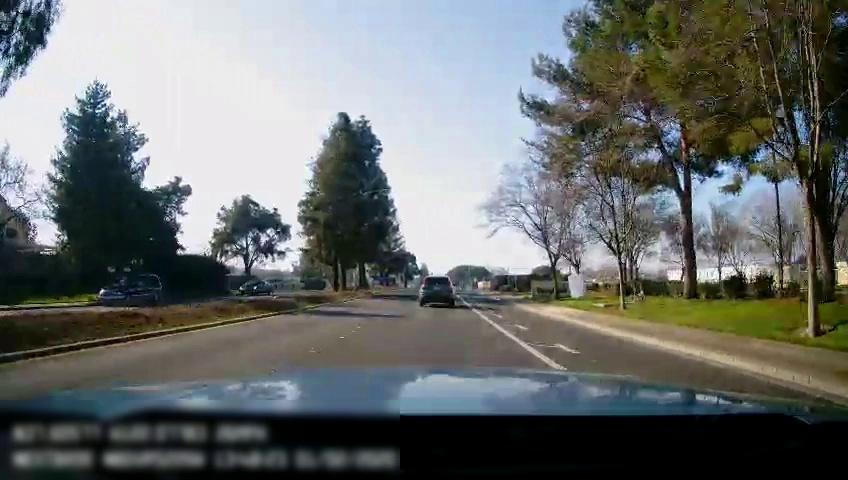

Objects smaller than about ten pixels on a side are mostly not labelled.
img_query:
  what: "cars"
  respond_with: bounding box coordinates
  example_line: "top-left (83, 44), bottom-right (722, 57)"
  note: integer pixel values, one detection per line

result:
top-left (239, 279), bottom-right (274, 296)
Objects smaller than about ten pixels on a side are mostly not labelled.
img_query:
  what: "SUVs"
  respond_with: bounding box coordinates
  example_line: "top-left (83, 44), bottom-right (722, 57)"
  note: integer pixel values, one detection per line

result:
top-left (419, 276), bottom-right (454, 308)
top-left (95, 273), bottom-right (166, 308)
